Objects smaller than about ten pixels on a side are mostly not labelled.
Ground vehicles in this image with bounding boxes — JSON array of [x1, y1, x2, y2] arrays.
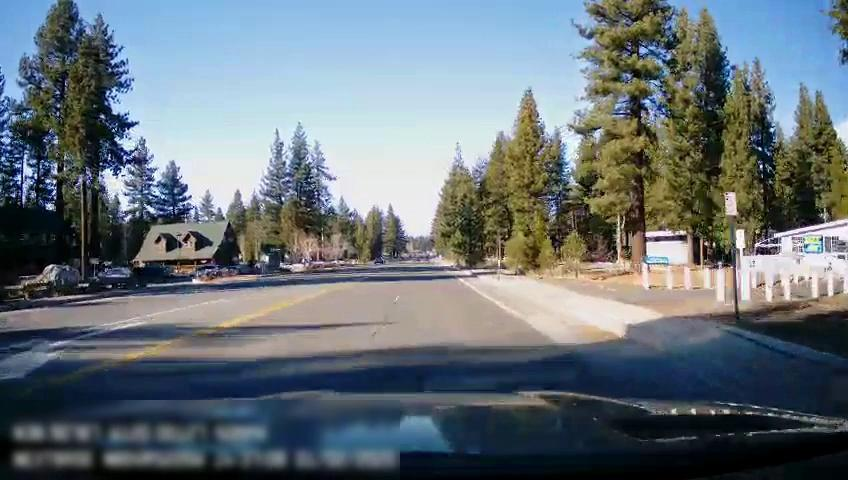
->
[[0, 262, 83, 307], [90, 266, 136, 290]]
